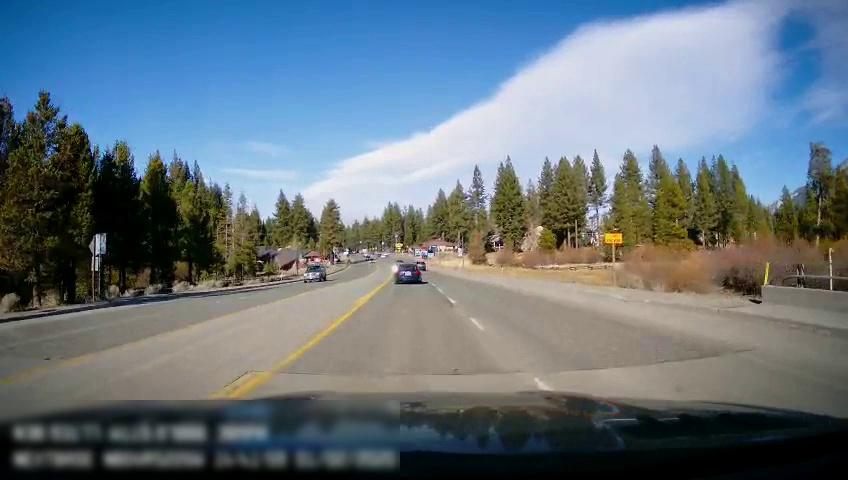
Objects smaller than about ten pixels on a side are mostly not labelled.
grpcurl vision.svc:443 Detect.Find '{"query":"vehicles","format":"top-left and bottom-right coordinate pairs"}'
top-left (417, 261), bottom-right (427, 271)
top-left (304, 264), bottom-right (326, 282)
top-left (393, 262), bottom-right (421, 285)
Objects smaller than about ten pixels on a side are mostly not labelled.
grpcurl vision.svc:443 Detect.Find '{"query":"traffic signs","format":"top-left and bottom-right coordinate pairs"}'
top-left (603, 232), bottom-right (624, 245)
